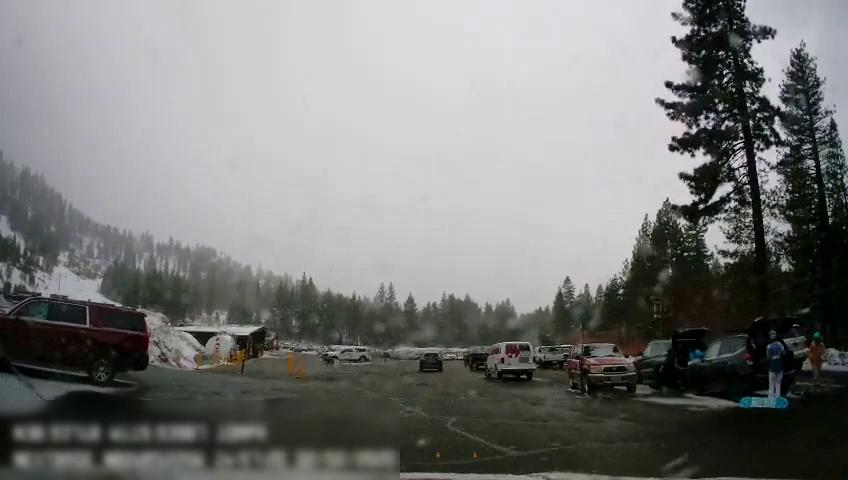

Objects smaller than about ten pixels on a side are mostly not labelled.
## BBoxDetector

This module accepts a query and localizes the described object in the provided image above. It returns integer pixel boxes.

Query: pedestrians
[807,331,825,377]
[687,346,705,370]
[766,328,786,398]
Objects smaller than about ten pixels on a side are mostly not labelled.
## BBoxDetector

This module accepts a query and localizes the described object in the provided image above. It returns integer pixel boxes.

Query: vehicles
[419,351,444,373]
[326,348,371,364]
[781,324,809,370]
[535,345,566,369]
[0,293,150,387]
[464,345,490,371]
[565,343,636,394]
[484,342,537,382]
[693,315,797,403]
[631,327,709,387]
